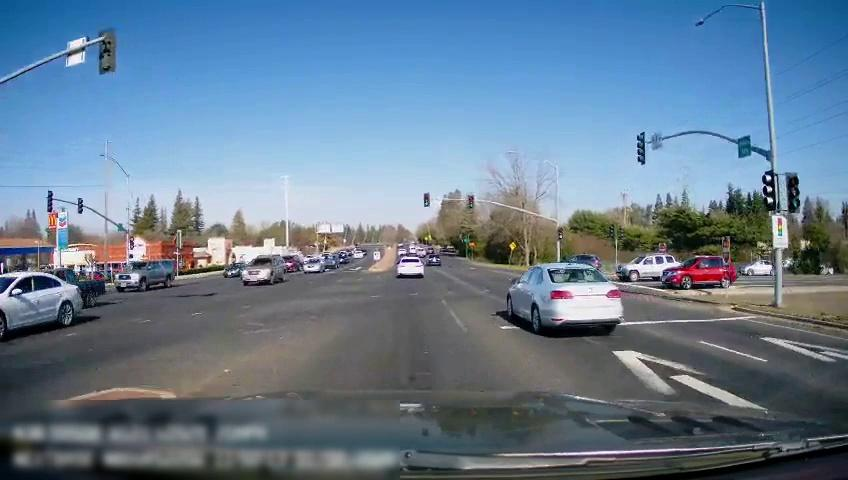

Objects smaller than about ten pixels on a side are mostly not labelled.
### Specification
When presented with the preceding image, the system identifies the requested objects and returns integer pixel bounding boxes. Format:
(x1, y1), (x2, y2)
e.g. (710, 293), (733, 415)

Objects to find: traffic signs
(738, 135), (752, 159)
(64, 37), (86, 66)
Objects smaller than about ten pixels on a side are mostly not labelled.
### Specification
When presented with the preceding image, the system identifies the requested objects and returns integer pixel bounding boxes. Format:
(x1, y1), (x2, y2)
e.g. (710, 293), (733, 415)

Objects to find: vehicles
(0, 271), (82, 341)
(661, 254), (738, 291)
(565, 254), (601, 271)
(324, 255), (340, 270)
(614, 255), (680, 283)
(222, 263), (248, 279)
(44, 268), (107, 309)
(743, 261), (773, 277)
(395, 256), (425, 278)
(241, 256), (285, 286)
(504, 262), (625, 337)
(114, 260), (176, 292)
(415, 247), (427, 257)
(814, 264), (834, 274)
(280, 255), (304, 273)
(303, 259), (325, 274)
(427, 254), (441, 266)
